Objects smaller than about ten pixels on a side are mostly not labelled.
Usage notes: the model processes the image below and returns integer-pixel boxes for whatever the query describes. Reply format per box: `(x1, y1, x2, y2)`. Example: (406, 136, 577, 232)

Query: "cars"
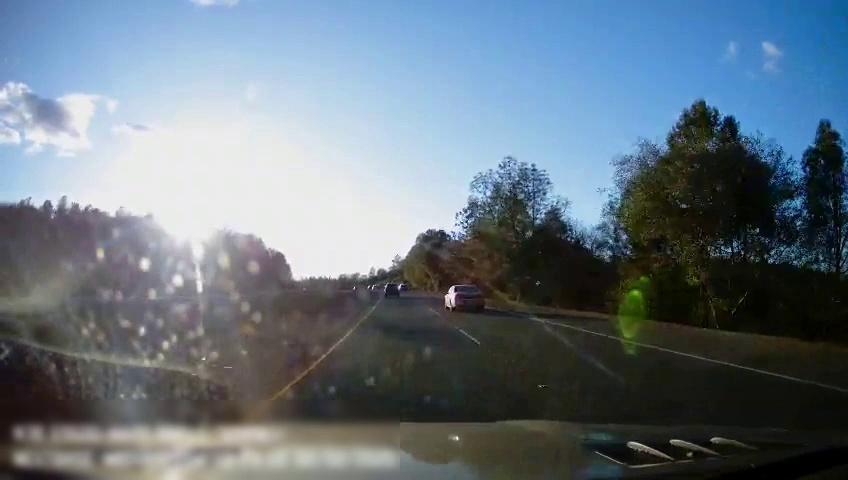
(444, 285, 484, 313)
(385, 284, 400, 298)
